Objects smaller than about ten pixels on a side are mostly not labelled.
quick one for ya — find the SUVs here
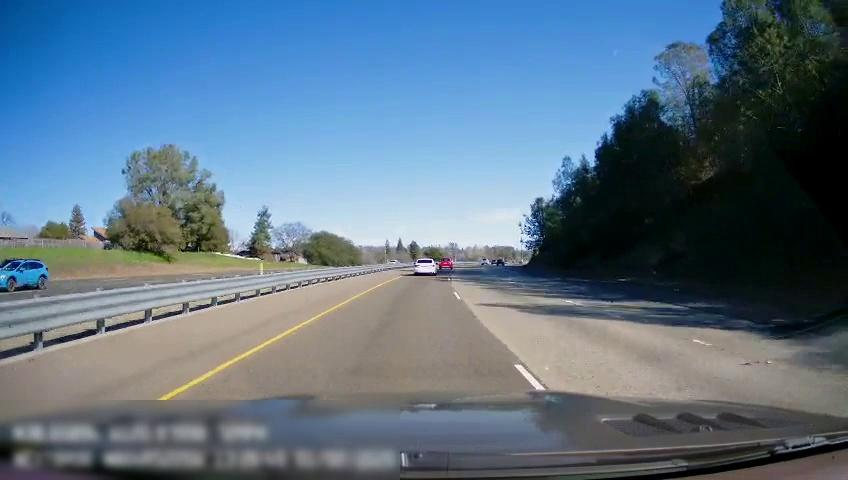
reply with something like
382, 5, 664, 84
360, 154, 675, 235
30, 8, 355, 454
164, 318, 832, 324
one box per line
0, 258, 49, 295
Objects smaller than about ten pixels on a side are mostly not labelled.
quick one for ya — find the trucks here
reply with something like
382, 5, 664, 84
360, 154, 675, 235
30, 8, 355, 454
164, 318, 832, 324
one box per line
387, 259, 400, 266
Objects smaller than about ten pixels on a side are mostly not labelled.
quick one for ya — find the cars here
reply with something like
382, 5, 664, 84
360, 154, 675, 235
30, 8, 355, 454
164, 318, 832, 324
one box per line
412, 258, 436, 277
437, 258, 455, 271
